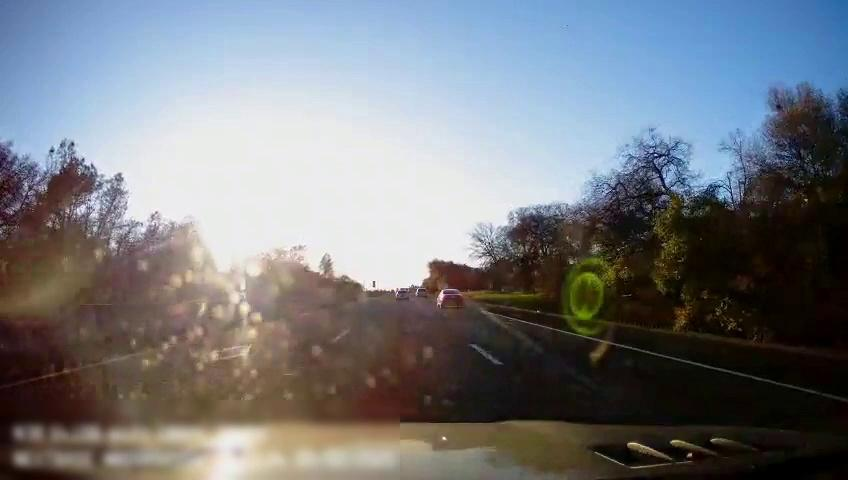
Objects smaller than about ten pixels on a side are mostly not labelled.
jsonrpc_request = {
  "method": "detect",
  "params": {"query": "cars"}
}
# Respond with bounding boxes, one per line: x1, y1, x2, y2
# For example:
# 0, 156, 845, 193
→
435, 288, 466, 311
395, 289, 410, 302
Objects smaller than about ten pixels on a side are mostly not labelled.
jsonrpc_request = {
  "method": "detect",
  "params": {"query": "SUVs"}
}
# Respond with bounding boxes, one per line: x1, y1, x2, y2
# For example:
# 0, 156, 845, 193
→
415, 287, 429, 297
